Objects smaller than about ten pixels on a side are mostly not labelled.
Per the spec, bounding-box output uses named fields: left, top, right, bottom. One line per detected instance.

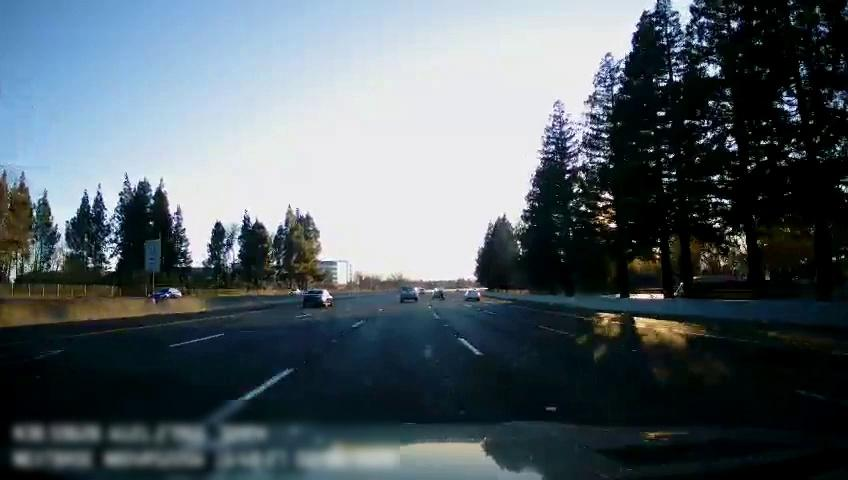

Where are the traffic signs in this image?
left=145, top=239, right=161, bottom=272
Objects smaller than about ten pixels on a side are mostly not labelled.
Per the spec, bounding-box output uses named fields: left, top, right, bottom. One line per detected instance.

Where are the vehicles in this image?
left=681, top=267, right=740, bottom=287
left=150, top=287, right=183, bottom=301
left=463, top=289, right=480, bottom=302
left=400, top=288, right=418, bottom=302
left=303, top=289, right=333, bottom=308
left=432, top=290, right=444, bottom=300
left=287, top=287, right=301, bottom=297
